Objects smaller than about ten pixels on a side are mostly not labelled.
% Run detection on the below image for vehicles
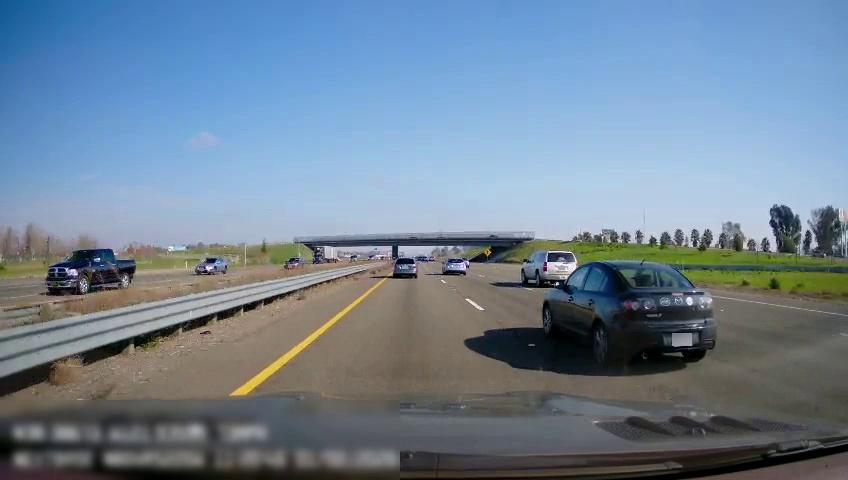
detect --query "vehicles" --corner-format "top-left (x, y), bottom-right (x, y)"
top-left (392, 257), bottom-right (419, 279)
top-left (46, 247), bottom-right (137, 297)
top-left (520, 250), bottom-right (578, 289)
top-left (348, 254), bottom-right (359, 263)
top-left (194, 256), bottom-right (230, 276)
top-left (541, 260), bottom-right (716, 369)
top-left (458, 257), bottom-right (470, 269)
top-left (283, 257), bottom-right (306, 271)
top-left (442, 257), bottom-right (467, 276)
top-left (312, 246), bottom-right (338, 265)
